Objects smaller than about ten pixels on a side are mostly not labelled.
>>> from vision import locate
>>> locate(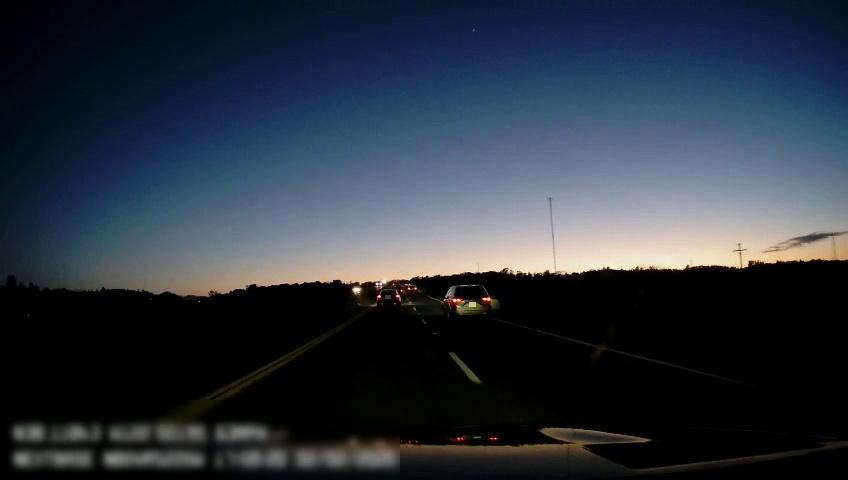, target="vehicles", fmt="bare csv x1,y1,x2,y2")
378,288,400,306
405,284,416,294
443,284,493,322
349,285,364,297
